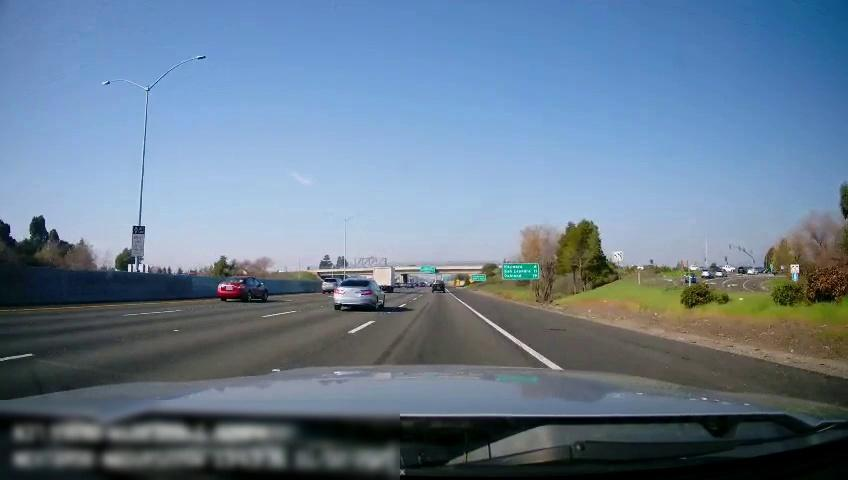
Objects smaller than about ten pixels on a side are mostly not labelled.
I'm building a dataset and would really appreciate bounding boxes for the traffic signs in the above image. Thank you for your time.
[502,263,539,280]
[613,250,624,262]
[420,265,435,274]
[471,274,486,282]
[789,264,800,274]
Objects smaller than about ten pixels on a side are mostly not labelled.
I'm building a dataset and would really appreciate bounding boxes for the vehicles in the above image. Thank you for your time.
[747,268,758,276]
[720,264,736,272]
[684,272,697,284]
[333,277,385,313]
[716,270,728,278]
[217,276,269,304]
[321,277,343,295]
[432,280,446,293]
[373,265,396,293]
[700,269,714,279]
